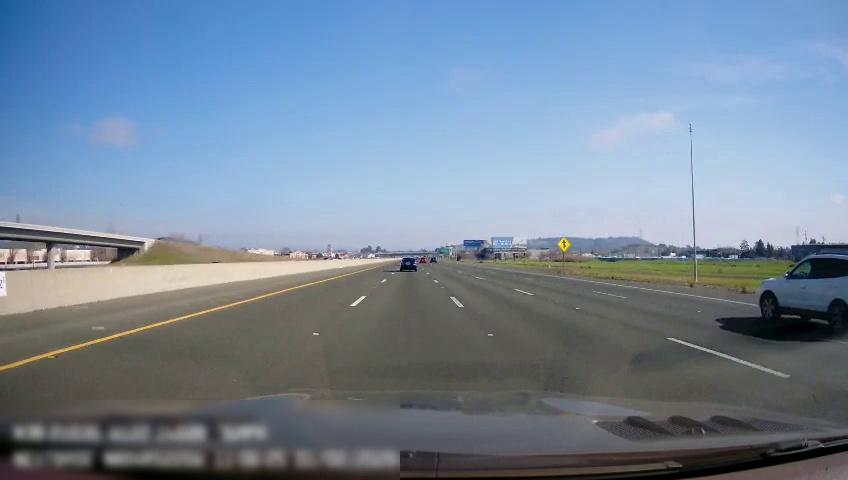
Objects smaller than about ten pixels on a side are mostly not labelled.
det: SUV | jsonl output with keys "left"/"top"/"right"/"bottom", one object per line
{"left": 759, "top": 252, "right": 848, "bottom": 333}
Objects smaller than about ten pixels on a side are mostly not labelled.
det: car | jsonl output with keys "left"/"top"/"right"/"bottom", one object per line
{"left": 400, "top": 258, "right": 417, "bottom": 272}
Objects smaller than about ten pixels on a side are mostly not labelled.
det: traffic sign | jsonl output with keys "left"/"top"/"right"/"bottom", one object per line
{"left": 557, "top": 237, "right": 572, "bottom": 252}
